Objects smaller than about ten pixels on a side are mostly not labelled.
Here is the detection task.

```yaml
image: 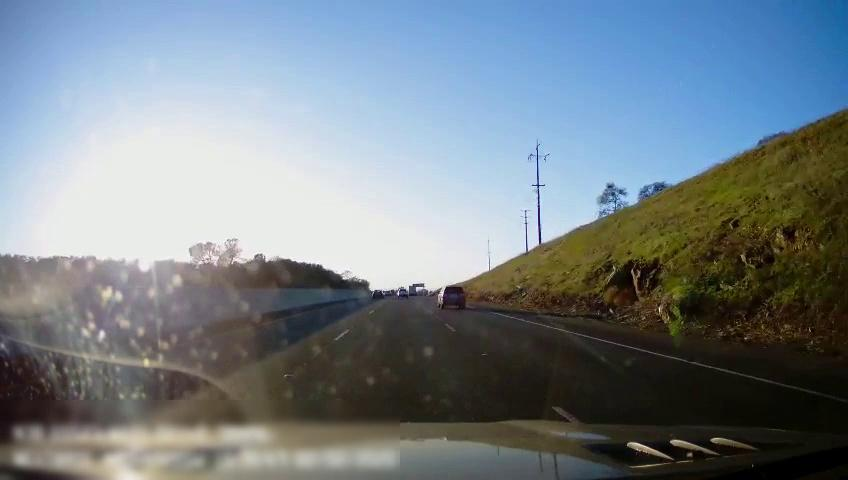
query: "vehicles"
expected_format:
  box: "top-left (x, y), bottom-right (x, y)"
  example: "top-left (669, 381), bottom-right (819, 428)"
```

top-left (408, 285), bottom-right (417, 296)
top-left (372, 289), bottom-right (384, 299)
top-left (397, 288), bottom-right (408, 298)
top-left (437, 286), bottom-right (466, 309)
